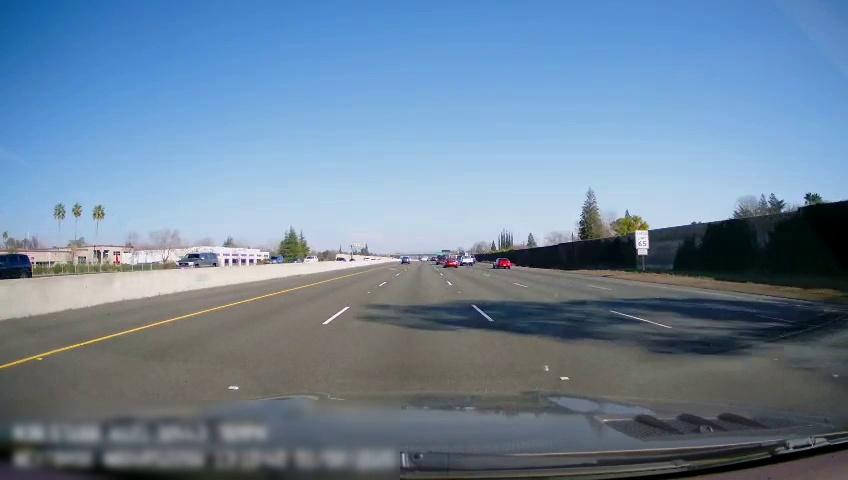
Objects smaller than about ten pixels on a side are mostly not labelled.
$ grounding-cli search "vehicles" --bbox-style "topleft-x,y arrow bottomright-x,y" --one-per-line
442,256 -> 458,269
267,256 -> 285,264
176,252 -> 217,269
400,255 -> 411,265
491,257 -> 512,270
304,255 -> 319,263
459,255 -> 476,266
0,253 -> 32,279
434,254 -> 446,265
